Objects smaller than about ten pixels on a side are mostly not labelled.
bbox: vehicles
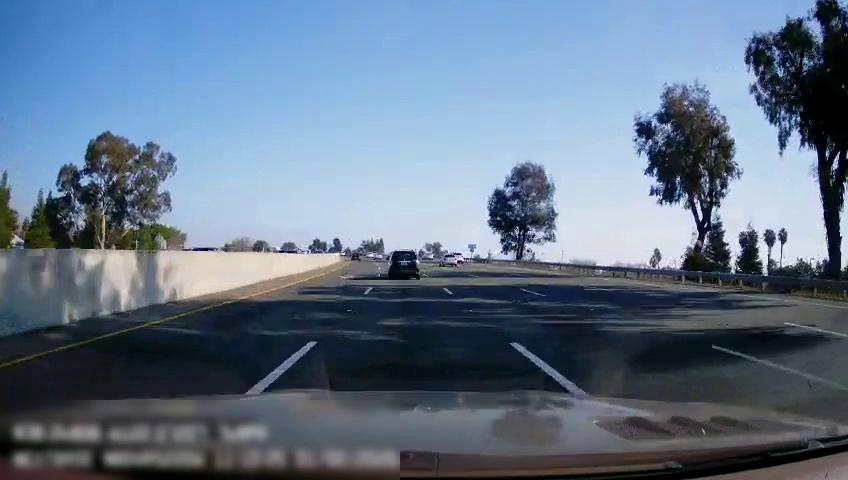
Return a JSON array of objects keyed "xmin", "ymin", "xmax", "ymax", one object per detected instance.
[
  {"xmin": 386, "ymin": 250, "xmax": 421, "ymax": 281},
  {"xmin": 438, "ymin": 253, "xmax": 458, "ymax": 268},
  {"xmin": 421, "ymin": 251, "xmax": 434, "ymax": 261},
  {"xmin": 452, "ymin": 252, "xmax": 465, "ymax": 265},
  {"xmin": 190, "ymin": 246, "xmax": 224, "ymax": 253}
]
